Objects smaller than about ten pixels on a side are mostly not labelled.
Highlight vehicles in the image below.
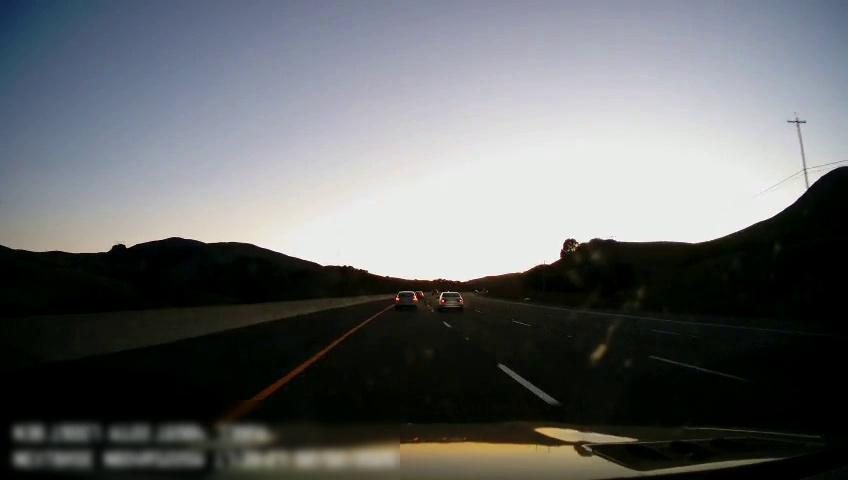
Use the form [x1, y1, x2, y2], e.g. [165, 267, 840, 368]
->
[395, 291, 418, 310]
[415, 291, 425, 299]
[436, 292, 463, 311]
